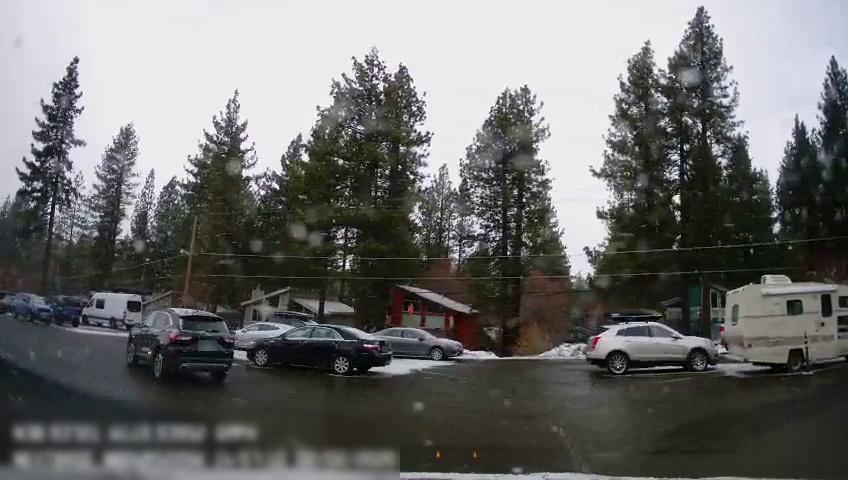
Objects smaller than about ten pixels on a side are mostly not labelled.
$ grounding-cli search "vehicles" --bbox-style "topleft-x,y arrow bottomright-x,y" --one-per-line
245,323 -> 392,378
125,308 -> 236,386
14,292 -> 53,323
80,292 -> 142,330
234,320 -> 297,349
377,327 -> 463,362
586,321 -> 720,377
723,274 -> 848,373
